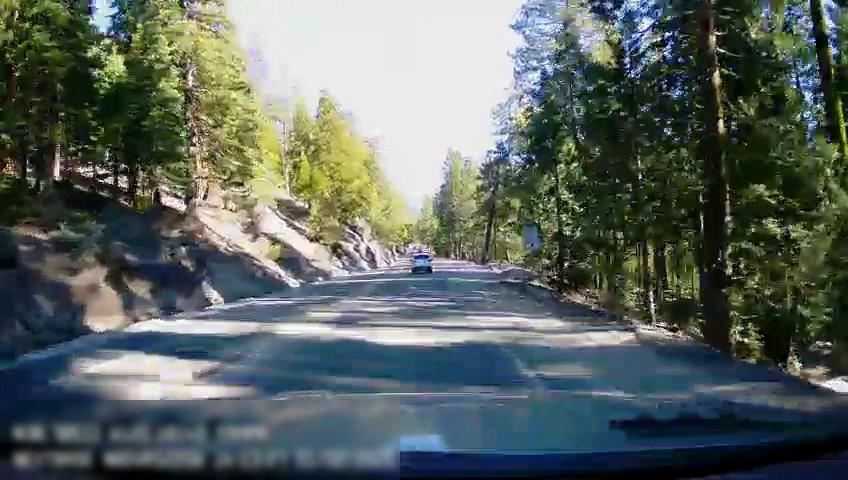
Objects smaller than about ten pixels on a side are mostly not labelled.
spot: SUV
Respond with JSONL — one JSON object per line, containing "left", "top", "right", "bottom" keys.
{"left": 410, "top": 253, "right": 434, "bottom": 274}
